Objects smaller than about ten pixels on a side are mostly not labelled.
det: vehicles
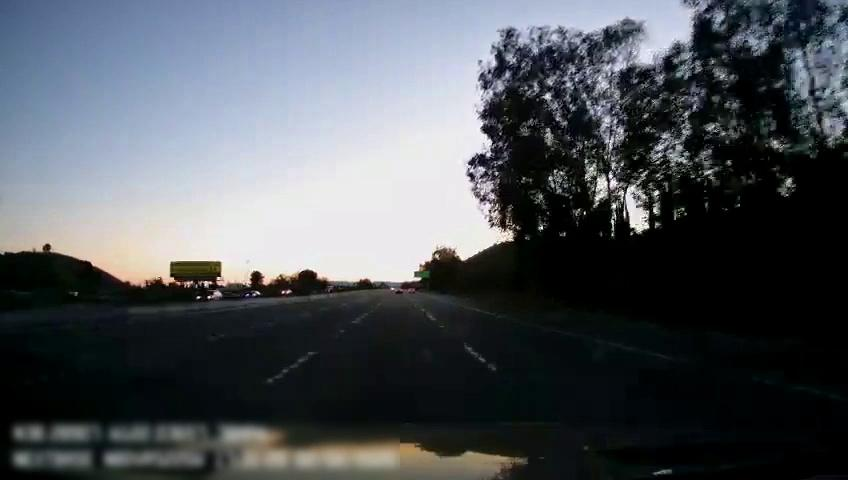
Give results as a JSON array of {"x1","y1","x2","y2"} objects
[
  {"x1": 241, "y1": 290, "x2": 261, "y2": 299},
  {"x1": 279, "y1": 287, "x2": 294, "y2": 297},
  {"x1": 194, "y1": 289, "x2": 224, "y2": 303}
]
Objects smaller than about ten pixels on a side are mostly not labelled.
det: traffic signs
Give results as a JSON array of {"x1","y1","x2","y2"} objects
[{"x1": 413, "y1": 271, "x2": 430, "y2": 279}]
